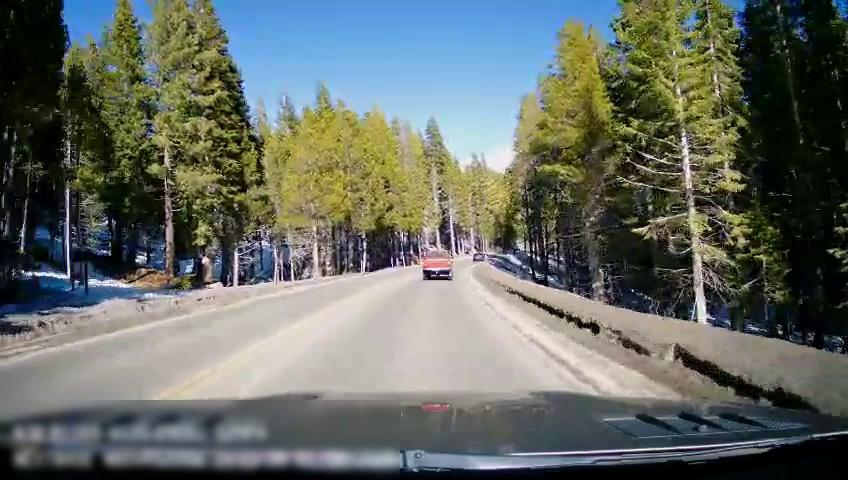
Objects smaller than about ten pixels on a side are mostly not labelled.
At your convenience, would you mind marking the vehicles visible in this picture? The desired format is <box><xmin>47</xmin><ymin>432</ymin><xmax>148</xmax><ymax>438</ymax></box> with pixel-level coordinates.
<box><xmin>472</xmin><ymin>252</ymin><xmax>486</xmax><ymax>262</ymax></box>
<box><xmin>421</xmin><ymin>249</ymin><xmax>454</xmax><ymax>281</ymax></box>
